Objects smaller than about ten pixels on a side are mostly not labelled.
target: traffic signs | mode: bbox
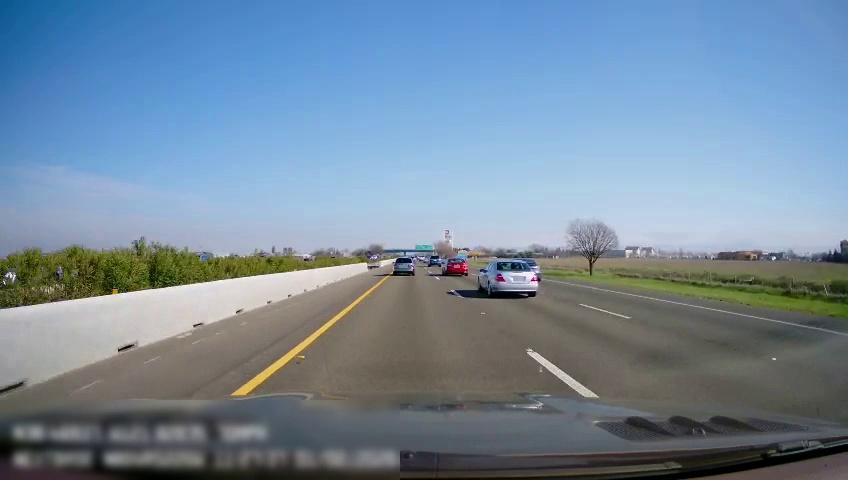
[416,245,431,252]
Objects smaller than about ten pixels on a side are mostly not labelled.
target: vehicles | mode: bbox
[476,260,537,299]
[457,254,469,260]
[392,257,415,277]
[427,255,443,267]
[441,257,468,277]
[522,260,543,283]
